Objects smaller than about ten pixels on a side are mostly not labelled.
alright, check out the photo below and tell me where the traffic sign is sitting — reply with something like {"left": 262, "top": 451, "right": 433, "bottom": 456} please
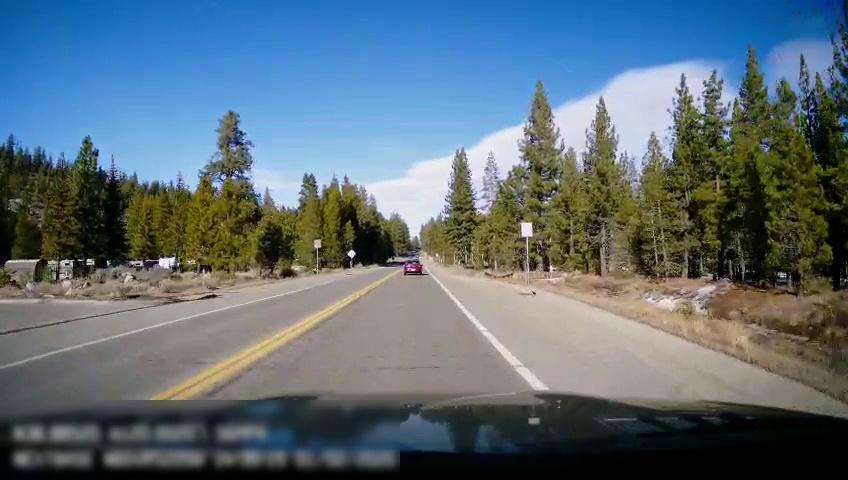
{"left": 520, "top": 222, "right": 533, "bottom": 237}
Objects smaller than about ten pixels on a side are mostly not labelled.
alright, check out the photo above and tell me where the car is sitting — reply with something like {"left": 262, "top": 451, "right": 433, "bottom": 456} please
{"left": 403, "top": 259, "right": 423, "bottom": 276}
